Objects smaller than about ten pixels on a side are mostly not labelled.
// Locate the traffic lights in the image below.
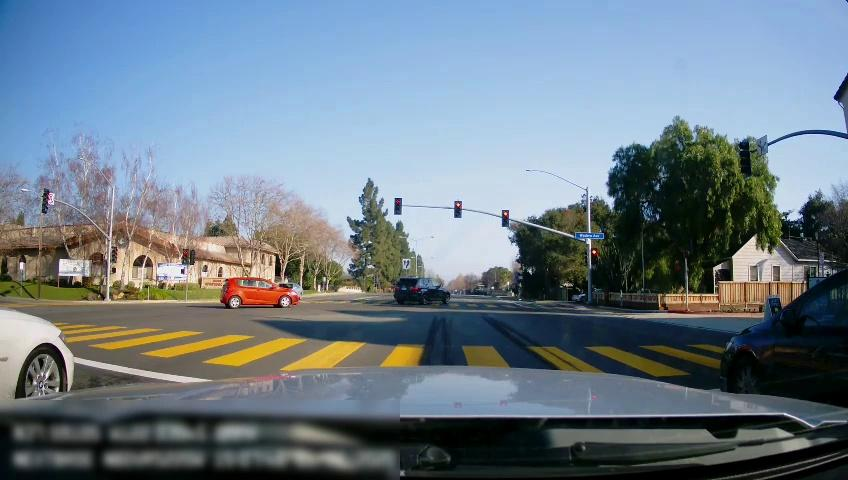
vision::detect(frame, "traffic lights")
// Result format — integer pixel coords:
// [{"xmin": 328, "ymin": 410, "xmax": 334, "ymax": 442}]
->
[
  {"xmin": 501, "ymin": 208, "xmax": 510, "ymax": 227},
  {"xmin": 590, "ymin": 246, "xmax": 600, "ymax": 265},
  {"xmin": 394, "ymin": 197, "xmax": 403, "ymax": 217},
  {"xmin": 110, "ymin": 245, "xmax": 119, "ymax": 263},
  {"xmin": 453, "ymin": 200, "xmax": 463, "ymax": 220},
  {"xmin": 39, "ymin": 187, "xmax": 51, "ymax": 215},
  {"xmin": 736, "ymin": 139, "xmax": 753, "ymax": 177}
]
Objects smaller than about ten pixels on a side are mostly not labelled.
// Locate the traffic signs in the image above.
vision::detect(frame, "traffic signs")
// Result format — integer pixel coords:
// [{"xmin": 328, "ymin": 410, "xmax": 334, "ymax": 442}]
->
[
  {"xmin": 575, "ymin": 231, "xmax": 606, "ymax": 242},
  {"xmin": 400, "ymin": 257, "xmax": 413, "ymax": 272},
  {"xmin": 757, "ymin": 134, "xmax": 771, "ymax": 155}
]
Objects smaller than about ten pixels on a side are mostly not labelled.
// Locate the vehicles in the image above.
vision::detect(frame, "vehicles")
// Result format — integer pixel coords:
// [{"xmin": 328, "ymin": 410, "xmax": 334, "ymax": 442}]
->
[
  {"xmin": 574, "ymin": 292, "xmax": 587, "ymax": 305},
  {"xmin": 721, "ymin": 266, "xmax": 848, "ymax": 405},
  {"xmin": 220, "ymin": 276, "xmax": 300, "ymax": 310},
  {"xmin": 279, "ymin": 280, "xmax": 305, "ymax": 297},
  {"xmin": 0, "ymin": 307, "xmax": 74, "ymax": 403},
  {"xmin": 394, "ymin": 276, "xmax": 453, "ymax": 307}
]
